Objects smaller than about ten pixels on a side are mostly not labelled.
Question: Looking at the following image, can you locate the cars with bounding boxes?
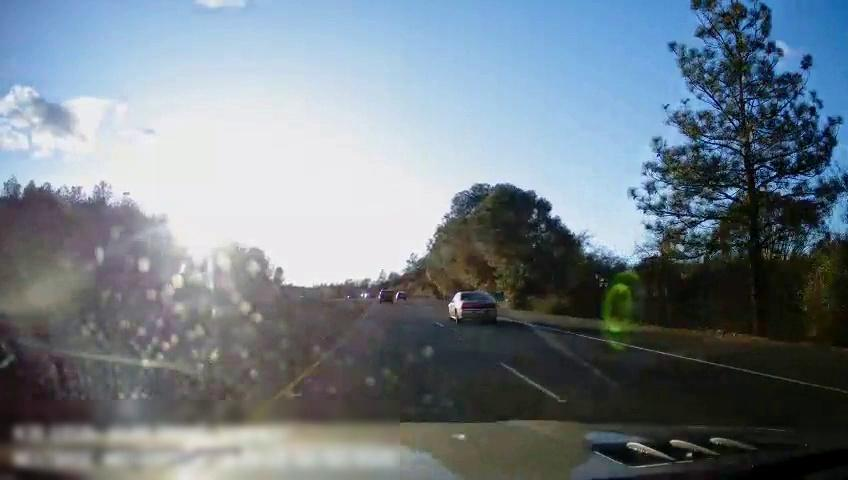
[379,290,394,304]
[448,291,498,325]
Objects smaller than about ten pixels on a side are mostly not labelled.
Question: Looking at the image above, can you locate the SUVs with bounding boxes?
[396,291,407,300]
